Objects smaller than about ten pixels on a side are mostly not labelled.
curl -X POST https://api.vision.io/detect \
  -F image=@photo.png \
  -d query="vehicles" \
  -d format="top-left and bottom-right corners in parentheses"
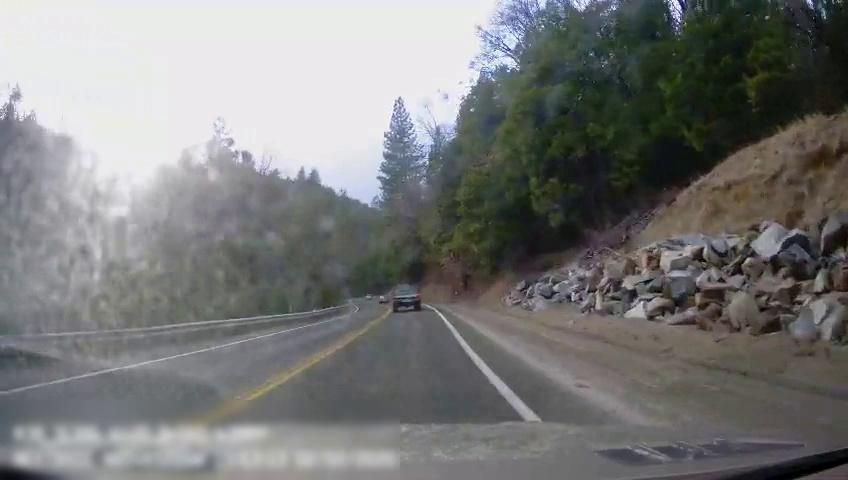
top-left (378, 294), bottom-right (390, 304)
top-left (391, 283), bottom-right (422, 313)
